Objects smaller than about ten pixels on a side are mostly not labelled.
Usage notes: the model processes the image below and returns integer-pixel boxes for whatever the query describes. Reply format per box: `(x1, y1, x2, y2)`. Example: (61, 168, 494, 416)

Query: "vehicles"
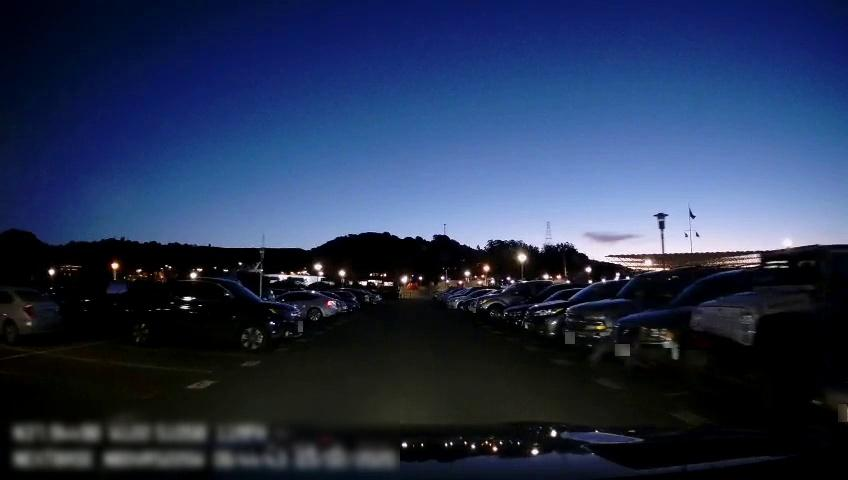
(353, 288, 382, 304)
(561, 267, 736, 350)
(502, 287, 585, 326)
(521, 279, 632, 338)
(315, 290, 348, 314)
(337, 287, 371, 305)
(614, 267, 814, 373)
(103, 277, 305, 353)
(447, 289, 503, 313)
(267, 290, 337, 321)
(808, 356, 848, 424)
(320, 288, 356, 306)
(316, 290, 362, 311)
(463, 285, 502, 296)
(677, 243, 848, 397)
(469, 280, 554, 322)
(0, 286, 63, 347)
(523, 282, 591, 303)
